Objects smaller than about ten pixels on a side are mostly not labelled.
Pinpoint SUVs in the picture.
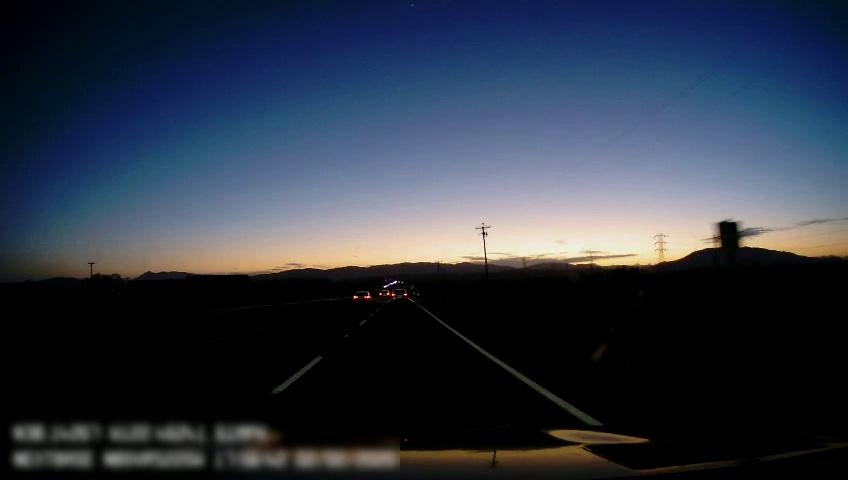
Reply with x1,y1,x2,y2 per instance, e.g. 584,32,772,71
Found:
391,288,409,304
378,289,392,300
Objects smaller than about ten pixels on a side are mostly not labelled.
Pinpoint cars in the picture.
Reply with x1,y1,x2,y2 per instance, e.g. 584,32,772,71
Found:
352,290,373,304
